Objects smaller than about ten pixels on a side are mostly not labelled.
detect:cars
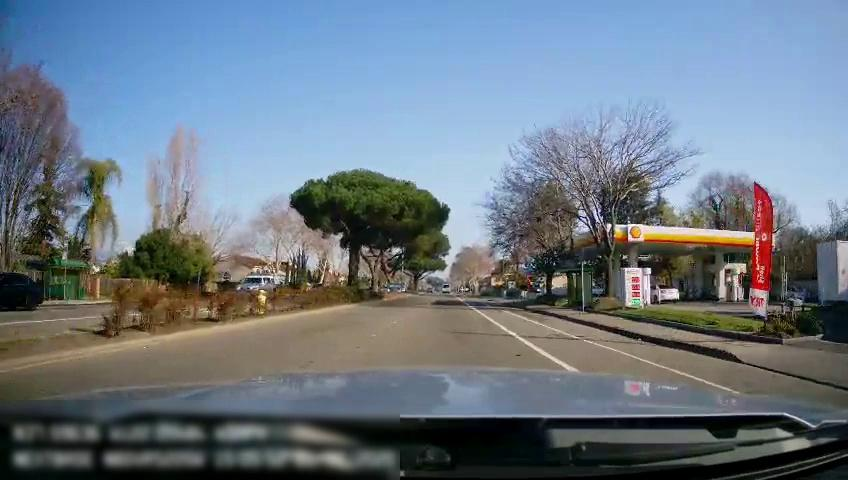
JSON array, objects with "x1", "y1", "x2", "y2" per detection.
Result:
[
  {"x1": 0, "y1": 272, "x2": 42, "y2": 311},
  {"x1": 645, "y1": 284, "x2": 680, "y2": 304}
]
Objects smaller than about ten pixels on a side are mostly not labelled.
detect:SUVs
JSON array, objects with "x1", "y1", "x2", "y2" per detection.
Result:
[{"x1": 236, "y1": 276, "x2": 277, "y2": 296}]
